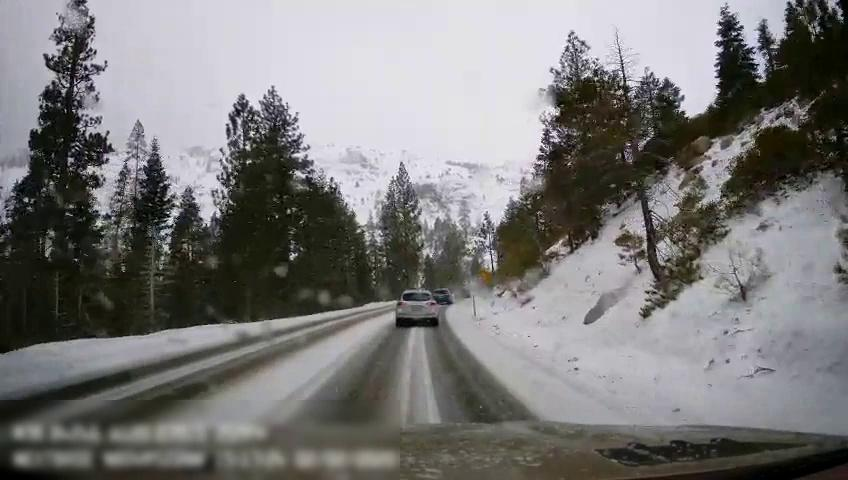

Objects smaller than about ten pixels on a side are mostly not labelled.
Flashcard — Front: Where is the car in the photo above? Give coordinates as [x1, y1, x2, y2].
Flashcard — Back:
[430, 288, 452, 305]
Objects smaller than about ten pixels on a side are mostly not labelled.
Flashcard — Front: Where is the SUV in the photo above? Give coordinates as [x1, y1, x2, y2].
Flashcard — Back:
[394, 289, 440, 328]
